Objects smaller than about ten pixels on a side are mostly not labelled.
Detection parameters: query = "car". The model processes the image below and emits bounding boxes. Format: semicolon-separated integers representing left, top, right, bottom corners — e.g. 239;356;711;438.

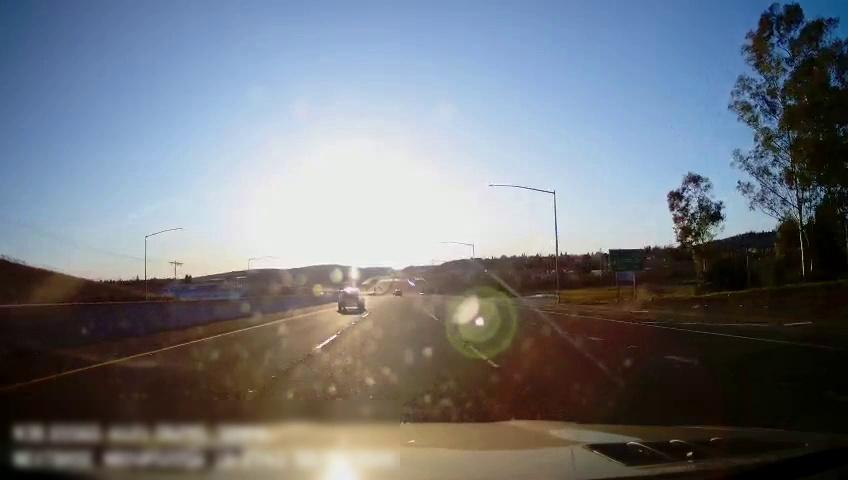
337;287;366;314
